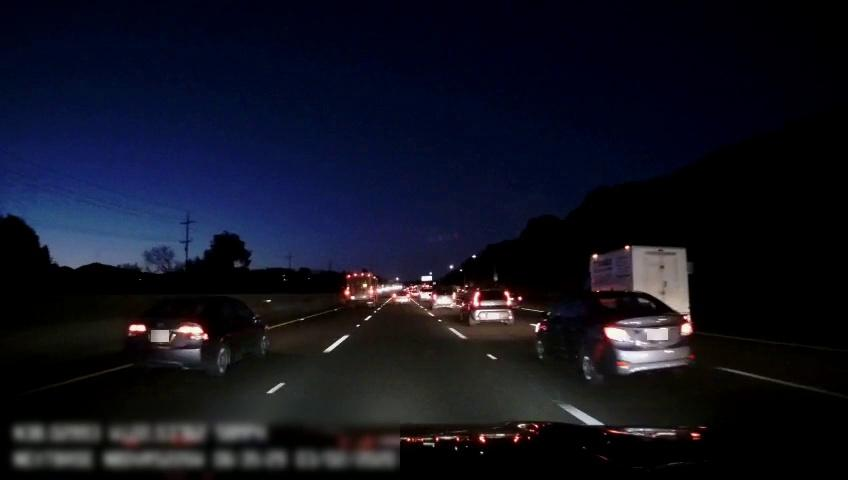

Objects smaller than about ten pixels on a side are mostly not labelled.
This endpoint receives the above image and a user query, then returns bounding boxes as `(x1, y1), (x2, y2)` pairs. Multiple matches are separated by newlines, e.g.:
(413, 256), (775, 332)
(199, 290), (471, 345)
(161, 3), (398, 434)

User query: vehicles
(419, 288), (436, 302)
(124, 294), (272, 380)
(534, 291), (697, 386)
(391, 287), (410, 303)
(432, 290), (453, 309)
(585, 245), (693, 324)
(457, 289), (514, 328)
(341, 272), (381, 311)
